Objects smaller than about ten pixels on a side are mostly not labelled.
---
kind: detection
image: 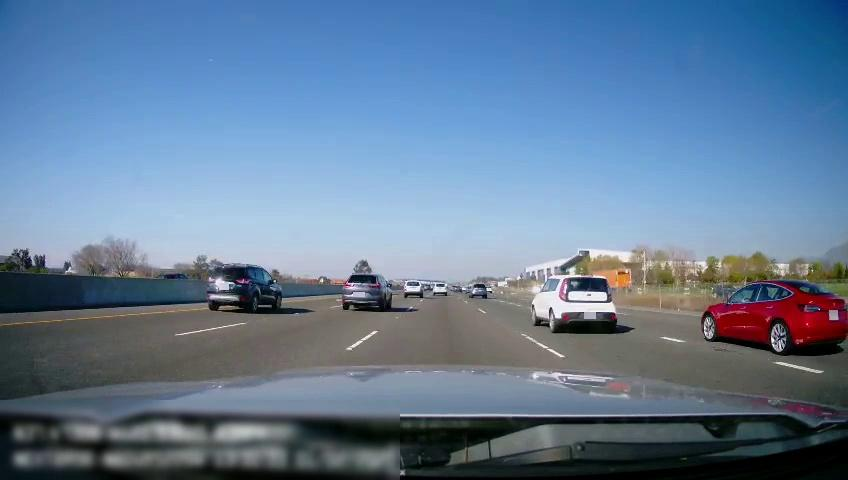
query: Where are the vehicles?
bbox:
[341,272,393,312]
[530,274,619,334]
[206,262,284,314]
[432,282,448,296]
[403,279,425,299]
[483,285,493,294]
[699,278,848,356]
[592,269,632,289]
[711,284,741,298]
[154,273,190,281]
[469,282,488,298]
[497,280,509,289]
